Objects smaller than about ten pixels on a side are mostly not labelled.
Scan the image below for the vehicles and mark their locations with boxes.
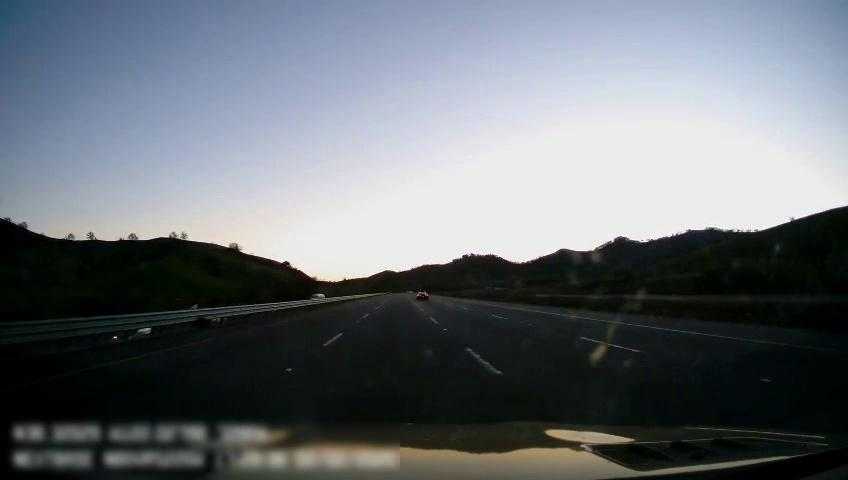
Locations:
[110,322,152,344]
[310,293,326,300]
[416,291,429,301]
